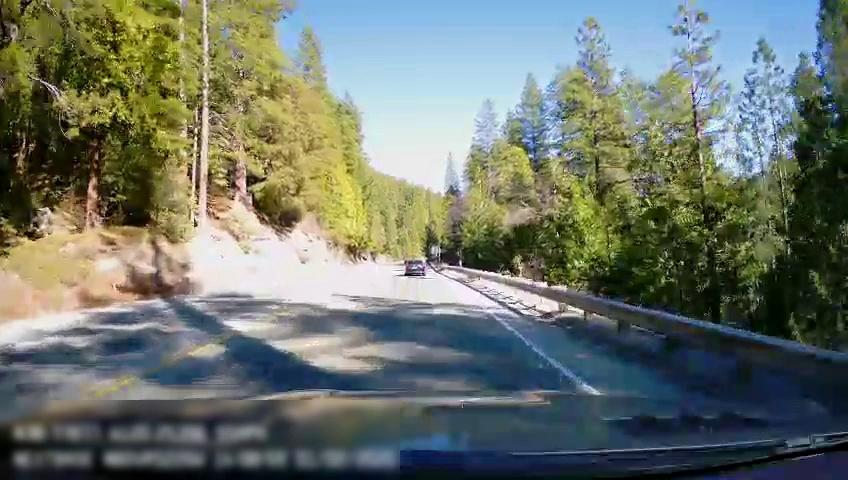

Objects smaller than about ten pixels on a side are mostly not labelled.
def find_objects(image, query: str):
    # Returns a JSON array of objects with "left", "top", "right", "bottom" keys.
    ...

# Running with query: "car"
[{"left": 403, "top": 258, "right": 426, "bottom": 276}]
